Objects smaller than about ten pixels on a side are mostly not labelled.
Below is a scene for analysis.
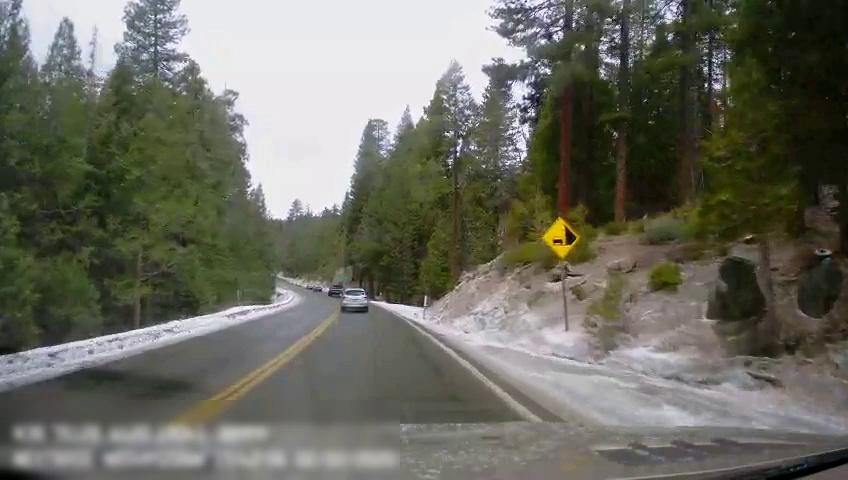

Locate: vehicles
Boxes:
[327,282,344,297]
[340,287,369,313]
[311,282,323,292]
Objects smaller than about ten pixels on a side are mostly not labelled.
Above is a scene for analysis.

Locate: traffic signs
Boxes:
[541,215,582,261]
